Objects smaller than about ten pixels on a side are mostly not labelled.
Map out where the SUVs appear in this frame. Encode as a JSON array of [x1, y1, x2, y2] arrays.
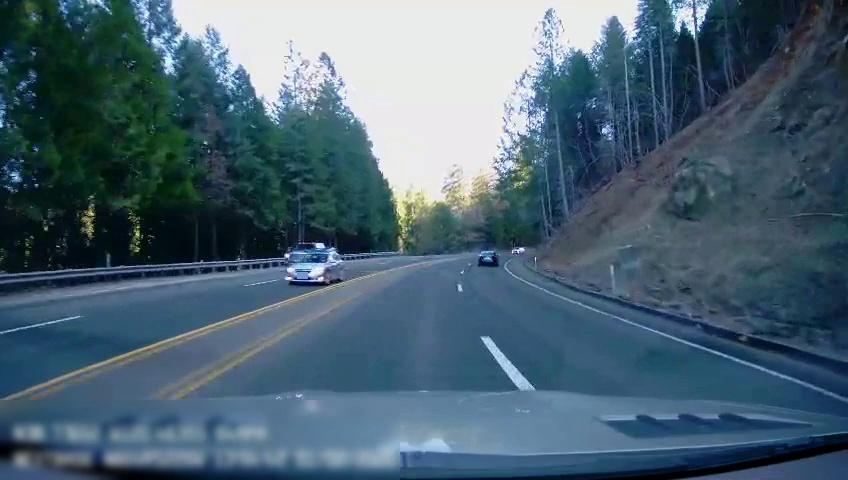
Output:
[[285, 242, 328, 267], [511, 247, 524, 255]]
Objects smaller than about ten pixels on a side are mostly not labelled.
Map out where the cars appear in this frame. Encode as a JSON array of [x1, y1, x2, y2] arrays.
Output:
[[478, 251, 496, 266], [286, 251, 343, 286]]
